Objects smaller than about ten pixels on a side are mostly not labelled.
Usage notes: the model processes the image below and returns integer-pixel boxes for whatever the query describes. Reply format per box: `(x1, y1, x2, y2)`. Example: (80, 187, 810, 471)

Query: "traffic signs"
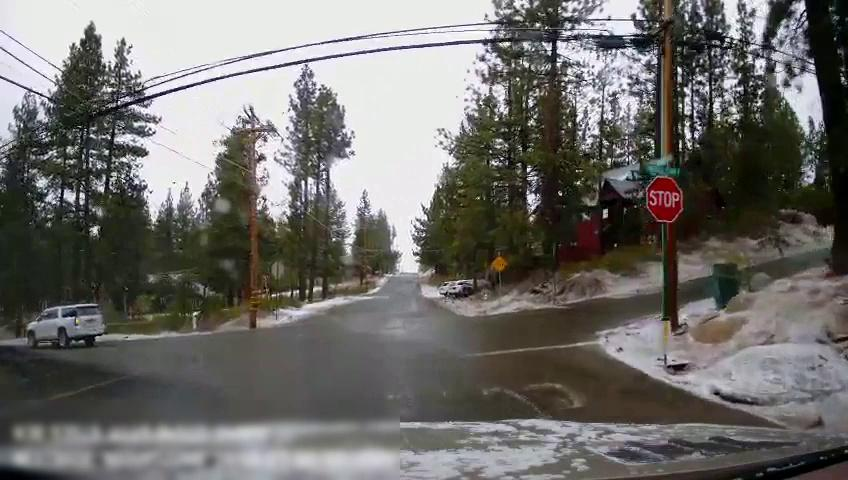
(646, 161, 680, 177)
(644, 174, 685, 225)
(491, 257, 509, 273)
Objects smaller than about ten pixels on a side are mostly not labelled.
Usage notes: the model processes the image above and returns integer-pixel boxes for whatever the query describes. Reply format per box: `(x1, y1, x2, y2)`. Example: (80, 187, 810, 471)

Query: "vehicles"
(448, 280, 475, 299)
(439, 282, 448, 299)
(25, 303, 106, 350)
